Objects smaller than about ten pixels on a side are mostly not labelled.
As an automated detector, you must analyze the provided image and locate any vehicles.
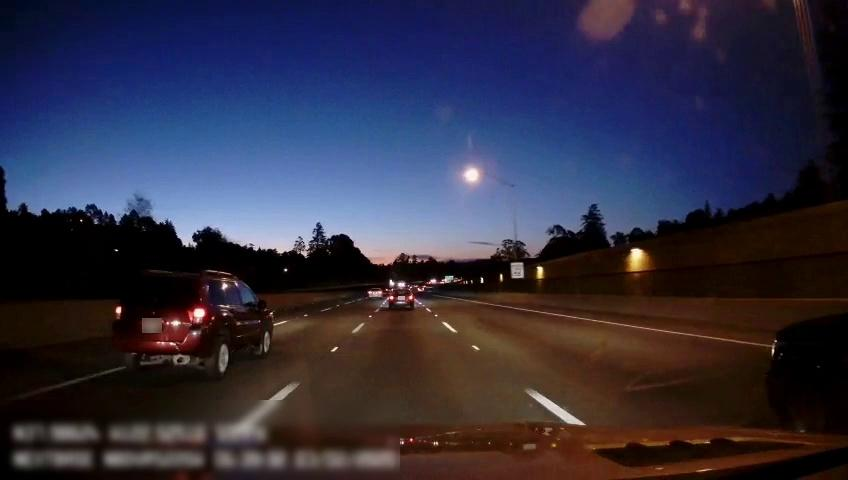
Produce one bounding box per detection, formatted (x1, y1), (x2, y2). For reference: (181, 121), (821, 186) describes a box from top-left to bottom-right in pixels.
(367, 287), (384, 300)
(112, 269), (275, 381)
(388, 289), (415, 311)
(765, 311), (848, 433)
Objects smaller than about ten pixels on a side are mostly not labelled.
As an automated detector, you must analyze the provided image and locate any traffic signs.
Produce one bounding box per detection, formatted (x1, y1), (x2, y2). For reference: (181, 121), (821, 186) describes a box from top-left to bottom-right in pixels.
(510, 262), (524, 279)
